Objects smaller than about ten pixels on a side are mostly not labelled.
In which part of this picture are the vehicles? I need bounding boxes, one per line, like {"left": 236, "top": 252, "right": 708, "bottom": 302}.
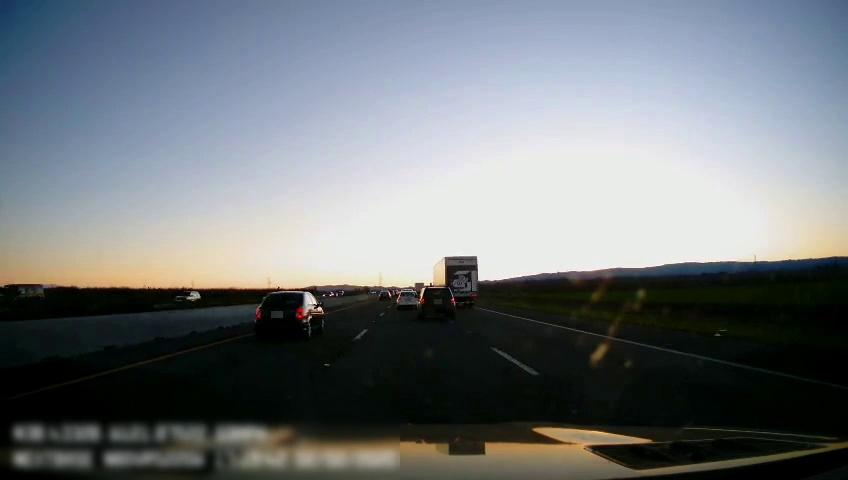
{"left": 429, "top": 255, "right": 478, "bottom": 310}
{"left": 401, "top": 288, "right": 414, "bottom": 295}
{"left": 254, "top": 290, "right": 327, "bottom": 341}
{"left": 417, "top": 286, "right": 456, "bottom": 321}
{"left": 322, "top": 291, "right": 335, "bottom": 298}
{"left": 172, "top": 290, "right": 202, "bottom": 305}
{"left": 415, "top": 282, "right": 425, "bottom": 296}
{"left": 379, "top": 290, "right": 392, "bottom": 301}
{"left": 396, "top": 290, "right": 419, "bottom": 310}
